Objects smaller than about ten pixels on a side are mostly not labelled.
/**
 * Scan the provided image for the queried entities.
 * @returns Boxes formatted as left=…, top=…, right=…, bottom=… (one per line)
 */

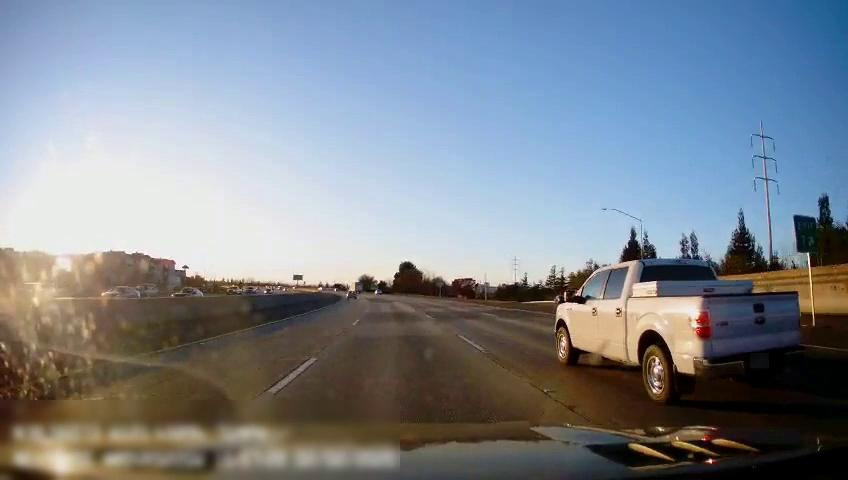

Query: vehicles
left=554, top=295, right=565, bottom=304
left=245, top=285, right=260, bottom=294
left=346, top=290, right=357, bottom=300
left=226, top=285, right=243, bottom=296
left=100, top=285, right=141, bottom=298
left=171, top=286, right=204, bottom=298
left=553, top=259, right=805, bottom=409
left=349, top=282, right=362, bottom=291
left=136, top=282, right=160, bottom=298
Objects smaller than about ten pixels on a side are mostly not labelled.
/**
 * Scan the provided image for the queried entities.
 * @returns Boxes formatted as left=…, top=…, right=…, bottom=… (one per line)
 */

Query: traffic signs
left=793, top=213, right=818, bottom=253
left=292, top=275, right=304, bottom=281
